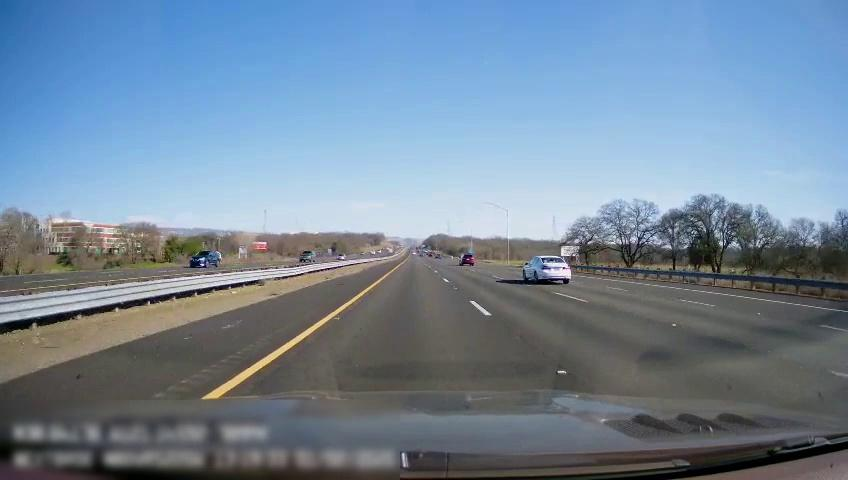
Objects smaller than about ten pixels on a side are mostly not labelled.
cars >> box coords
[522,255,572,285]
[459,253,474,266]
[336,253,345,261]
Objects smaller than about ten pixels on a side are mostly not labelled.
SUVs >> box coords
[299,249,317,263]
[189,251,221,268]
